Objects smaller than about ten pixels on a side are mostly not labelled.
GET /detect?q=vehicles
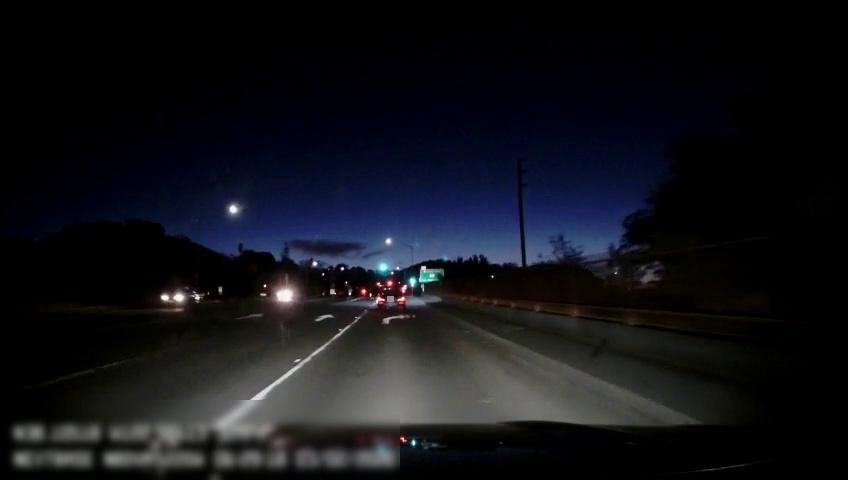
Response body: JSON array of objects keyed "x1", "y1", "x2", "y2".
[
  {"x1": 376, "y1": 286, "x2": 406, "y2": 312},
  {"x1": 277, "y1": 289, "x2": 297, "y2": 302},
  {"x1": 159, "y1": 285, "x2": 202, "y2": 307}
]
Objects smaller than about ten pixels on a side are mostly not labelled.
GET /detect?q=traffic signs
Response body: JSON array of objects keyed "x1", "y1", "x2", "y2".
[{"x1": 419, "y1": 269, "x2": 445, "y2": 283}]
